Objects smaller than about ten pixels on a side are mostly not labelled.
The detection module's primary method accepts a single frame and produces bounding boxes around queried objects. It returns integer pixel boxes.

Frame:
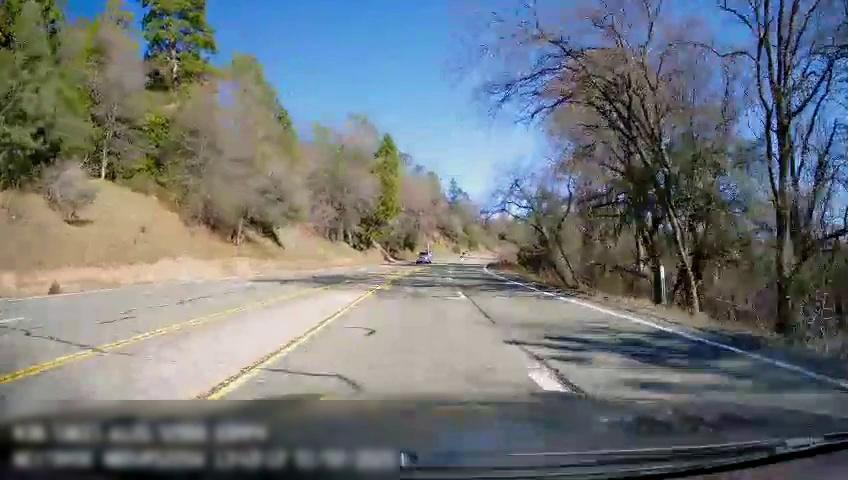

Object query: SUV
[416,251,433,265]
